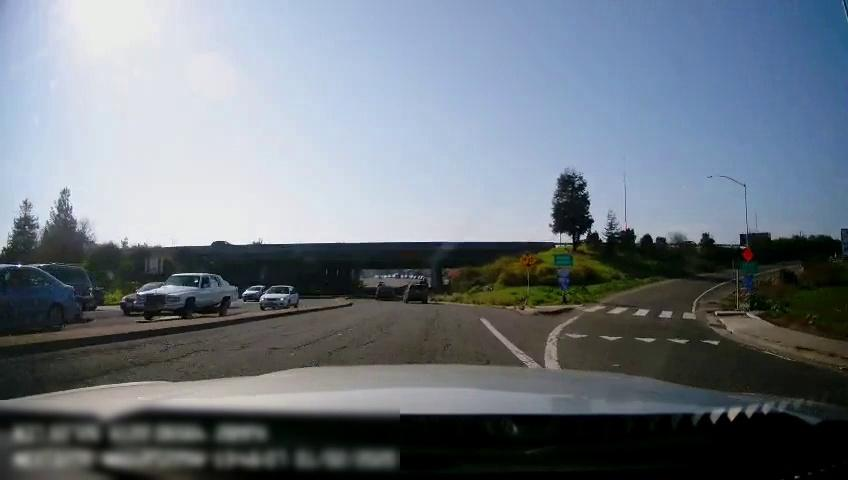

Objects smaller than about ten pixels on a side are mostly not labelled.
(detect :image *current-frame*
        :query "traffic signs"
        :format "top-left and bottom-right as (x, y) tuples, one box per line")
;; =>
(519, 254), (538, 269)
(742, 247), (753, 263)
(399, 251), (417, 257)
(741, 263), (756, 273)
(559, 269), (571, 290)
(553, 253), (574, 267)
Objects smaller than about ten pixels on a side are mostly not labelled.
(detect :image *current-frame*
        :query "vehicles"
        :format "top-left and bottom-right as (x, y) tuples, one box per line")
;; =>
(404, 281), (428, 304)
(241, 285), (271, 303)
(376, 285), (398, 300)
(28, 262), (106, 312)
(210, 240), (233, 248)
(258, 284), (301, 311)
(0, 264), (82, 334)
(119, 281), (170, 316)
(142, 272), (239, 320)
